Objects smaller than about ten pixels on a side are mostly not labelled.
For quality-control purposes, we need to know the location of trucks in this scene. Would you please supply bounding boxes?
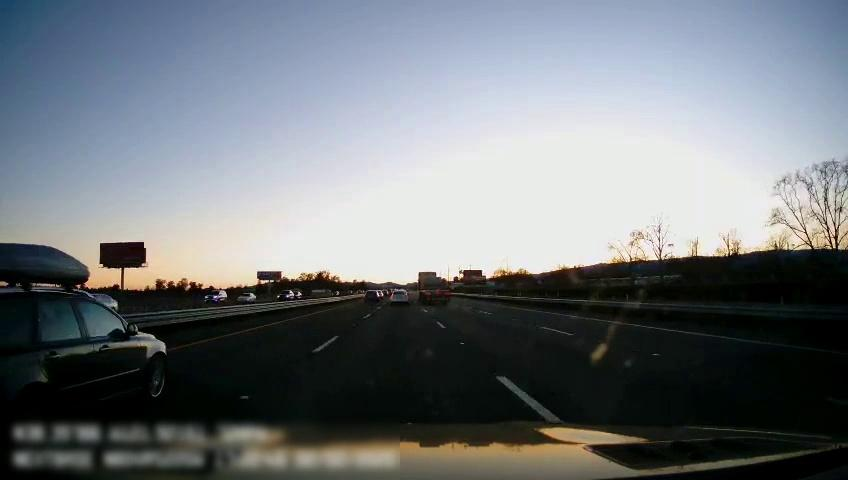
[417,271,453,305]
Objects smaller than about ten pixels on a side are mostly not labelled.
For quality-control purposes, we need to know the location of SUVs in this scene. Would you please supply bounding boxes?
[204,289,228,304]
[0,241,170,431]
[276,289,295,301]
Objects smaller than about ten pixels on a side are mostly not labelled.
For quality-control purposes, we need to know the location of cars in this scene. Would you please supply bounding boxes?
[389,289,409,305]
[90,293,119,313]
[363,291,380,306]
[237,292,257,304]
